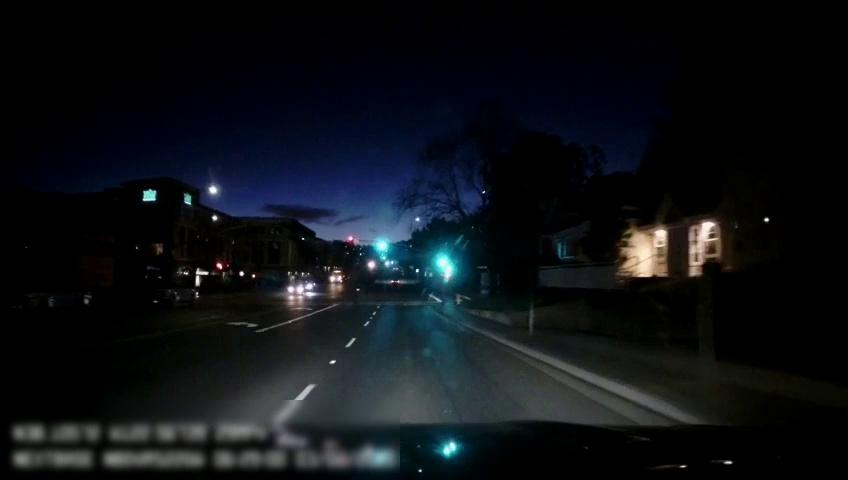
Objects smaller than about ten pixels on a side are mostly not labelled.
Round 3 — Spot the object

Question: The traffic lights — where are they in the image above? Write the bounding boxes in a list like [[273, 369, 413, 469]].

[[439, 252, 446, 269], [379, 238, 385, 252], [347, 235, 354, 250]]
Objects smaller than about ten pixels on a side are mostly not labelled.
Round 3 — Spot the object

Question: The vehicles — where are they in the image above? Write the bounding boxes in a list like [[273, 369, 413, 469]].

[[146, 281, 201, 310], [305, 283, 319, 292], [329, 270, 346, 283], [287, 283, 306, 295], [7, 273, 95, 313]]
